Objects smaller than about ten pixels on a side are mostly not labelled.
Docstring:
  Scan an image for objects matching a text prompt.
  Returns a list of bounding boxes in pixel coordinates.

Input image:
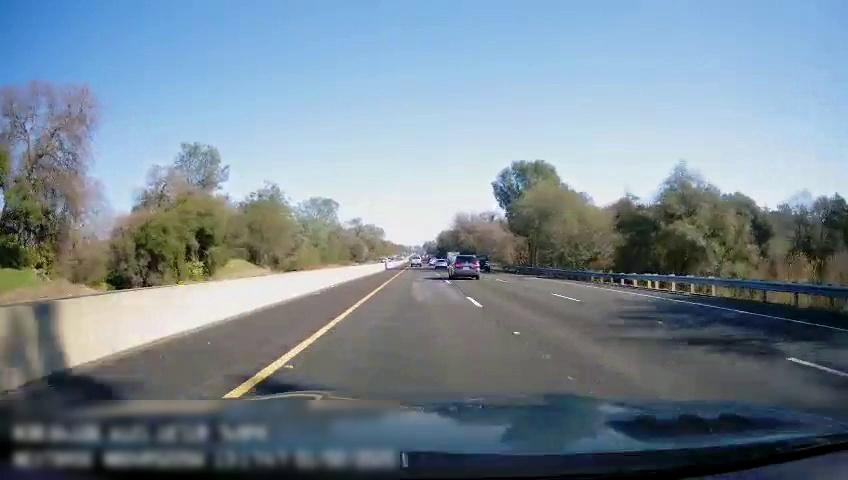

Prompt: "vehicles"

[472,255,490,273]
[434,258,448,269]
[448,255,481,281]
[410,254,423,267]
[446,251,468,268]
